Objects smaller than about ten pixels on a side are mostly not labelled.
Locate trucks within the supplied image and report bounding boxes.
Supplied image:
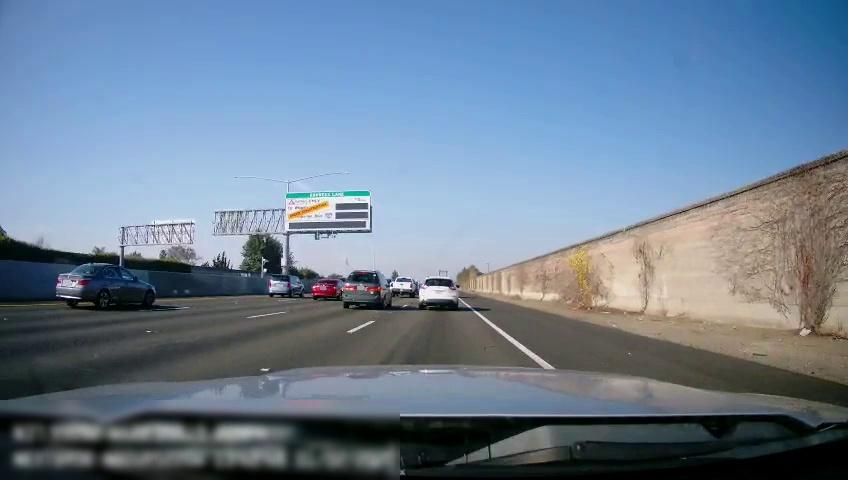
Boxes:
[388,277,418,297]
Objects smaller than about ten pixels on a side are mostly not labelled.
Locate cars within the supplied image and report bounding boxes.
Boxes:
[268,274,305,298]
[311,278,345,301]
[56,263,157,312]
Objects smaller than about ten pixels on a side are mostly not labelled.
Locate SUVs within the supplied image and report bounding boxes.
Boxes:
[418,277,461,310]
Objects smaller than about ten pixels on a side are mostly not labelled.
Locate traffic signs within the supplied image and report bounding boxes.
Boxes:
[286,190,371,232]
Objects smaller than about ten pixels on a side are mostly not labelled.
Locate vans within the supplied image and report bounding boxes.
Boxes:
[343,270,392,309]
